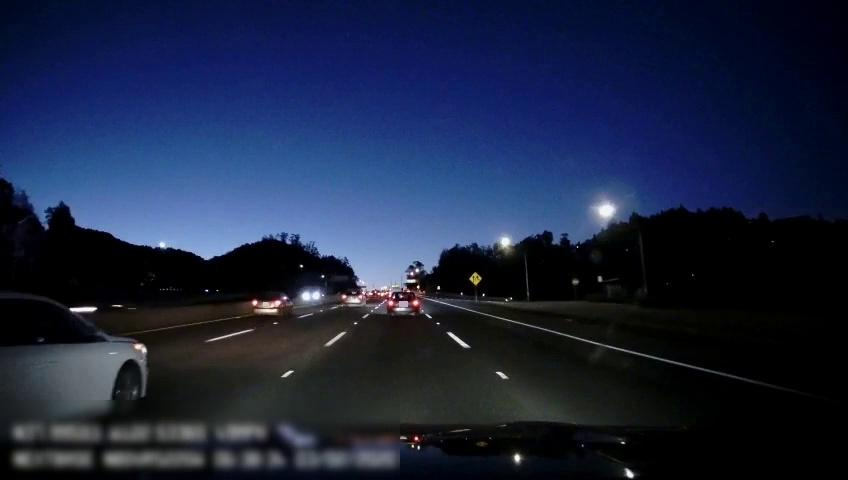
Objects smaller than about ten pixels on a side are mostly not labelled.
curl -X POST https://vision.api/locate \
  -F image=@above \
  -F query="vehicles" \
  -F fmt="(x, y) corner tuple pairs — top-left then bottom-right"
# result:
(343, 289), (367, 309)
(304, 289), (323, 300)
(253, 292), (295, 320)
(68, 293), (136, 314)
(369, 290), (383, 300)
(0, 291), (148, 439)
(385, 291), (421, 319)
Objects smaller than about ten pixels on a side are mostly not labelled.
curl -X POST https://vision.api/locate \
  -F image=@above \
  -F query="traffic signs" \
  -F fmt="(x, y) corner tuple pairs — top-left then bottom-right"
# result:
(406, 279), (417, 284)
(468, 272), (482, 286)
